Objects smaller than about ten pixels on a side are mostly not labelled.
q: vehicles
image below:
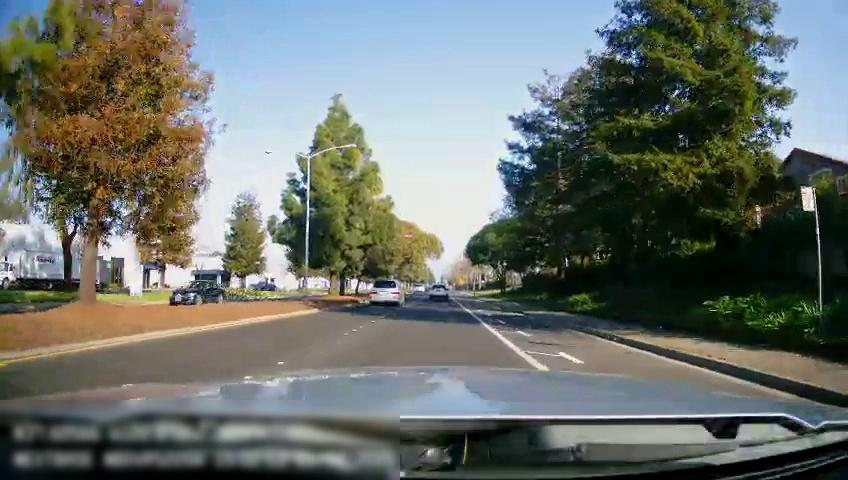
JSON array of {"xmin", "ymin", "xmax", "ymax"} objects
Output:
[
  {"xmin": 368, "ymin": 279, "xmax": 405, "ymax": 306},
  {"xmin": 413, "ymin": 283, "xmax": 427, "ymax": 295},
  {"xmin": 169, "ymin": 279, "xmax": 226, "ymax": 306},
  {"xmin": 429, "ymin": 283, "xmax": 450, "ymax": 301}
]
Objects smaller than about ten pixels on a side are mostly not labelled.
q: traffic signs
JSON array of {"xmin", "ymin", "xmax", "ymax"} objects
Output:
[{"xmin": 800, "ymin": 185, "xmax": 817, "ymax": 213}]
